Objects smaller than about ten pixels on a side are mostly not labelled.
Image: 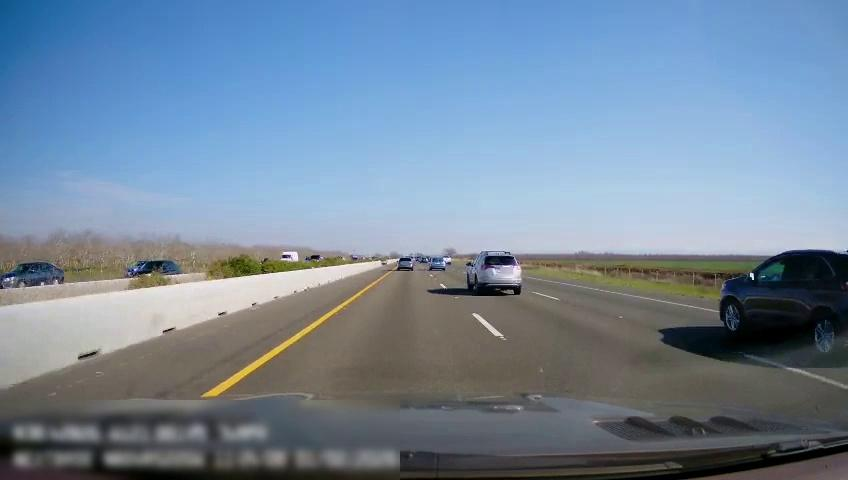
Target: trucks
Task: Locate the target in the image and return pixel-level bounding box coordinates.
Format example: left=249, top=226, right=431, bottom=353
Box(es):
left=279, top=251, right=298, bottom=263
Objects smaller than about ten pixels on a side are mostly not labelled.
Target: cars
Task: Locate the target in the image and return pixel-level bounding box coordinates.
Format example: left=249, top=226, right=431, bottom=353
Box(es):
left=0, top=261, right=65, bottom=289
left=397, top=257, right=414, bottom=271
left=133, top=259, right=177, bottom=277
left=125, top=260, right=146, bottom=278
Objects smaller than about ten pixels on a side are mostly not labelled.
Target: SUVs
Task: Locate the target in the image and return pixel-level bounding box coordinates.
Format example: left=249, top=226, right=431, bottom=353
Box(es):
left=718, top=248, right=848, bottom=359
left=465, top=250, right=522, bottom=295
left=429, top=256, right=446, bottom=271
